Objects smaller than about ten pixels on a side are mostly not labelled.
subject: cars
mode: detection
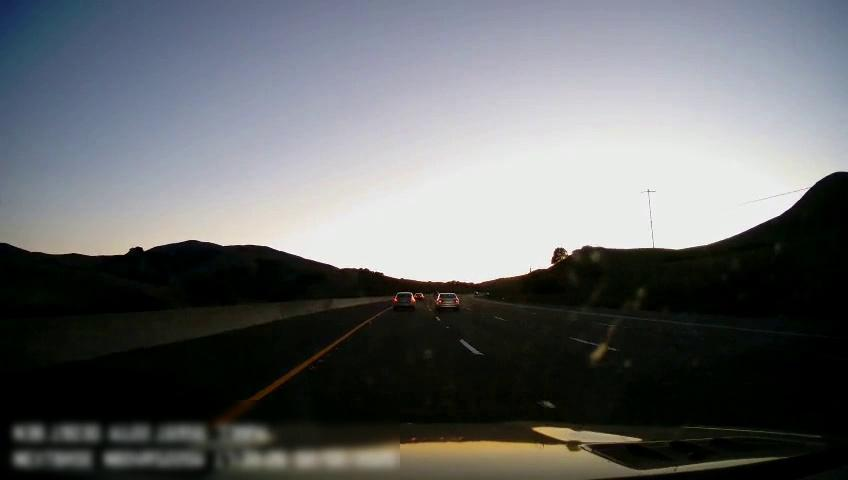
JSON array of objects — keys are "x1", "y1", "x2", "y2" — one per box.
[
  {"x1": 393, "y1": 292, "x2": 416, "y2": 311},
  {"x1": 435, "y1": 293, "x2": 460, "y2": 312},
  {"x1": 414, "y1": 293, "x2": 425, "y2": 300}
]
